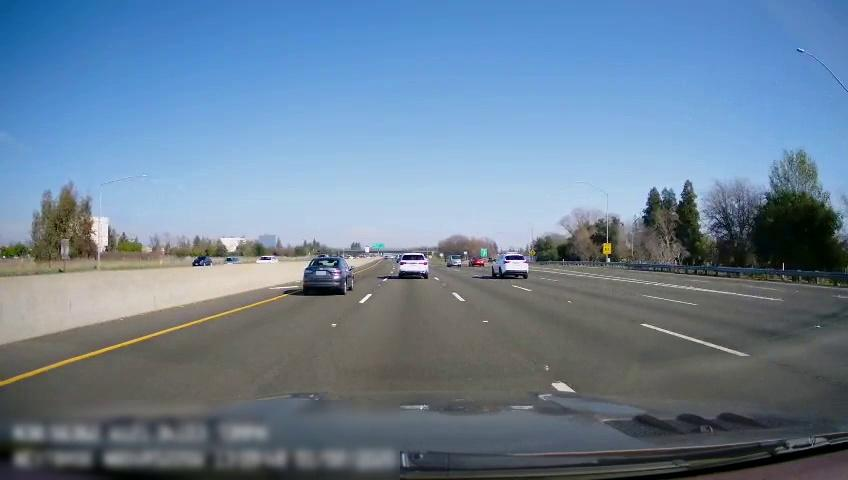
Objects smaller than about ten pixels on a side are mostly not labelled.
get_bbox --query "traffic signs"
[481,247,488,258]
[371,242,385,250]
[603,242,612,255]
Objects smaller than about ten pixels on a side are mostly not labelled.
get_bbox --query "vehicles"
[222,257,241,265]
[446,254,463,268]
[491,253,529,280]
[468,255,486,267]
[192,256,215,267]
[397,252,430,279]
[301,256,356,297]
[256,255,278,264]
